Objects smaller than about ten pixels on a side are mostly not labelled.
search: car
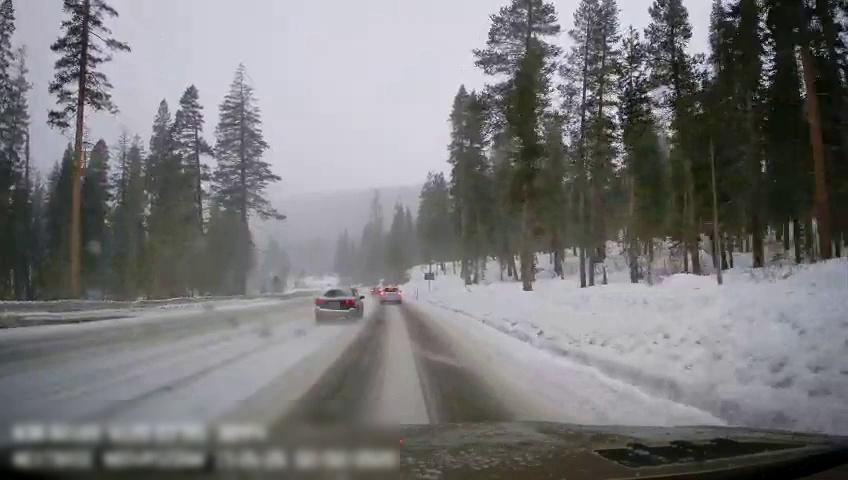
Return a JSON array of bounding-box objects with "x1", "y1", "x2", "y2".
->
[{"x1": 313, "y1": 283, "x2": 366, "y2": 324}]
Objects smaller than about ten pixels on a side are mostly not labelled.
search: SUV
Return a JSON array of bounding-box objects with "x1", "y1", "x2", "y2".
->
[{"x1": 379, "y1": 287, "x2": 402, "y2": 306}]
